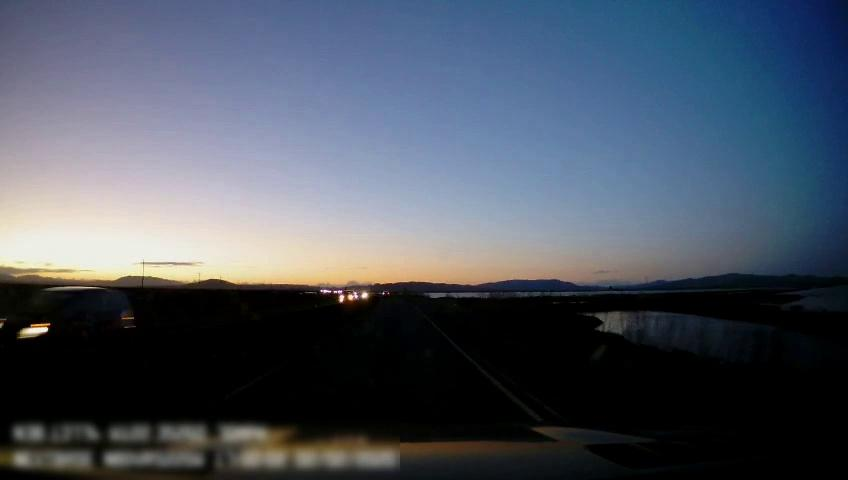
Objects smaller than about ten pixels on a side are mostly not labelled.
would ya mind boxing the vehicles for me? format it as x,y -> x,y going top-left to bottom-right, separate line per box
337,289 -> 359,305
0,285 -> 137,345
